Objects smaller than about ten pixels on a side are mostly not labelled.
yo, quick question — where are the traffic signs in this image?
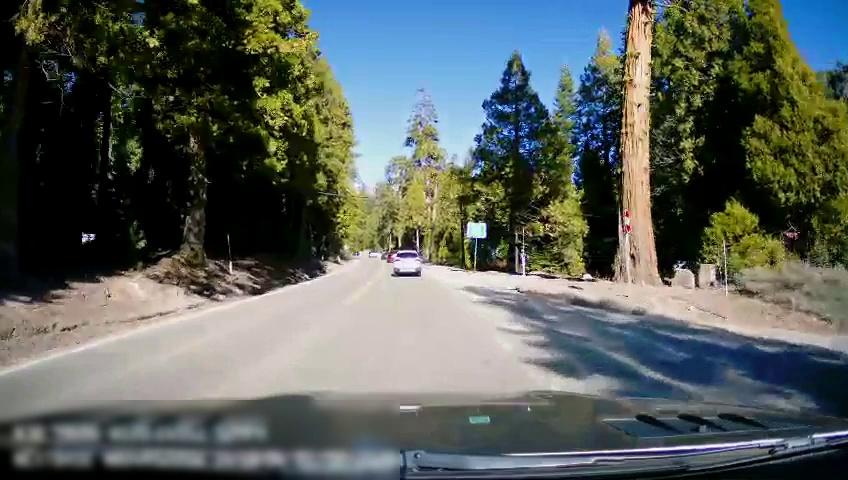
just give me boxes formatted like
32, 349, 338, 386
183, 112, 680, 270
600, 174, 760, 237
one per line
466, 222, 487, 238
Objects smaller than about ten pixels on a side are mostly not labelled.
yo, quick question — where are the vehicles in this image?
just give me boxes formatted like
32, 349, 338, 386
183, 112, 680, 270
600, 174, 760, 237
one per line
391, 249, 423, 278
385, 251, 398, 264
